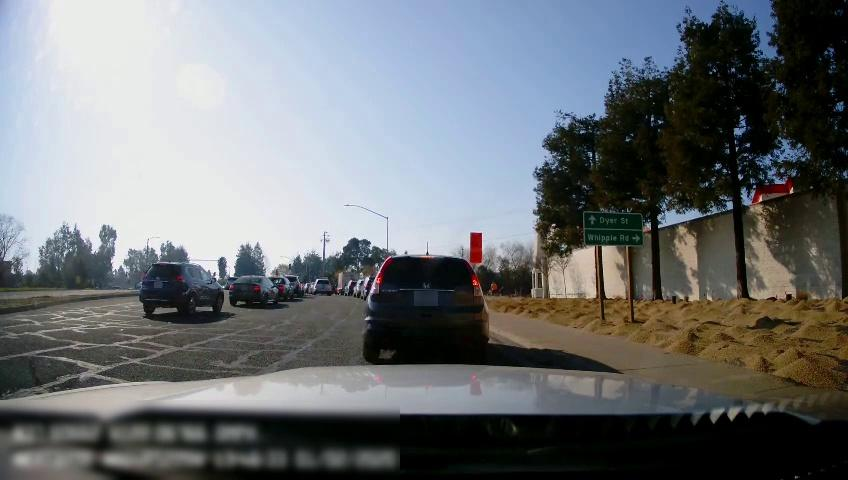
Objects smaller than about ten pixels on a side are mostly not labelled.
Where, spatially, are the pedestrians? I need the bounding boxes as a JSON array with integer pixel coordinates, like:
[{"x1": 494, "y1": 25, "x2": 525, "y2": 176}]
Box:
[{"x1": 490, "y1": 279, "x2": 499, "y2": 296}]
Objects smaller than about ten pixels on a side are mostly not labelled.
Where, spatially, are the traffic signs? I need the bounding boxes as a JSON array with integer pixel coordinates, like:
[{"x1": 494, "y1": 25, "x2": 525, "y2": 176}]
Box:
[
  {"x1": 469, "y1": 231, "x2": 483, "y2": 264},
  {"x1": 583, "y1": 211, "x2": 645, "y2": 247}
]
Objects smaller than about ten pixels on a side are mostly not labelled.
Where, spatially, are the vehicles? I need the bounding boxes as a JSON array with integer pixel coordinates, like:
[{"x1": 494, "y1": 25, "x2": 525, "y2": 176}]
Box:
[
  {"x1": 138, "y1": 262, "x2": 224, "y2": 320},
  {"x1": 353, "y1": 279, "x2": 364, "y2": 297},
  {"x1": 228, "y1": 275, "x2": 281, "y2": 309},
  {"x1": 362, "y1": 254, "x2": 492, "y2": 364},
  {"x1": 336, "y1": 271, "x2": 358, "y2": 296},
  {"x1": 268, "y1": 276, "x2": 295, "y2": 301},
  {"x1": 359, "y1": 277, "x2": 376, "y2": 300},
  {"x1": 312, "y1": 278, "x2": 333, "y2": 295},
  {"x1": 285, "y1": 275, "x2": 304, "y2": 298},
  {"x1": 344, "y1": 280, "x2": 357, "y2": 297},
  {"x1": 224, "y1": 276, "x2": 239, "y2": 290}
]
